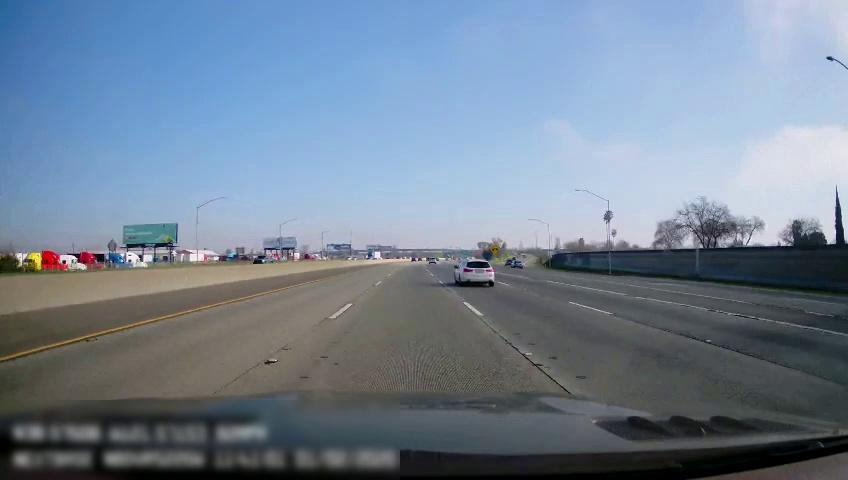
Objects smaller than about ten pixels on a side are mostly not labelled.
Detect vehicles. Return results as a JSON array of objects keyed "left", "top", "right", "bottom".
[
  {"left": 452, "top": 258, "right": 496, "bottom": 288},
  {"left": 505, "top": 259, "right": 515, "bottom": 266},
  {"left": 253, "top": 255, "right": 275, "bottom": 265},
  {"left": 510, "top": 260, "right": 524, "bottom": 269},
  {"left": 366, "top": 251, "right": 381, "bottom": 261}
]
